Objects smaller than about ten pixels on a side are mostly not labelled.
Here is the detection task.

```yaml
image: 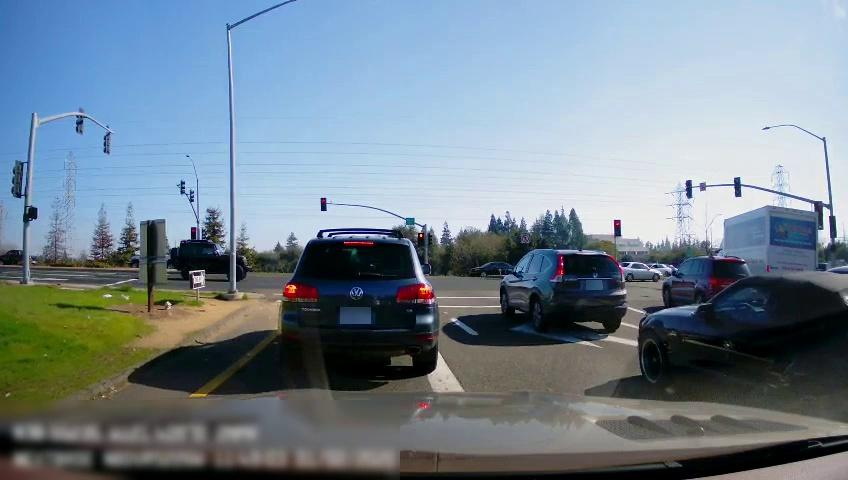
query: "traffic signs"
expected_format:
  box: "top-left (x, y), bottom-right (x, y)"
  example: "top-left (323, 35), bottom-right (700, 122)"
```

top-left (405, 216), bottom-right (416, 227)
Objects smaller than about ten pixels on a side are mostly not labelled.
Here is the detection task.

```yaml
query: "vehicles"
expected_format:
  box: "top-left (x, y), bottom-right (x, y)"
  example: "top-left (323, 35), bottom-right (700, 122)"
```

top-left (279, 237), bottom-right (440, 377)
top-left (661, 255), bottom-right (751, 308)
top-left (645, 263), bottom-right (676, 276)
top-left (126, 255), bottom-right (140, 269)
top-left (498, 248), bottom-right (629, 335)
top-left (470, 260), bottom-right (516, 278)
top-left (636, 269), bottom-right (848, 404)
top-left (619, 261), bottom-right (662, 284)
top-left (715, 204), bottom-right (820, 274)
top-left (174, 240), bottom-right (249, 284)
top-left (0, 250), bottom-right (42, 266)
top-left (826, 265), bottom-right (848, 276)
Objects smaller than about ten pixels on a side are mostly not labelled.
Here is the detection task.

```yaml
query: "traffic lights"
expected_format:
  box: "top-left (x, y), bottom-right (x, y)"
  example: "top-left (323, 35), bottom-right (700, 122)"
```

top-left (190, 226), bottom-right (197, 240)
top-left (75, 110), bottom-right (86, 135)
top-left (614, 220), bottom-right (622, 238)
top-left (188, 190), bottom-right (195, 204)
top-left (179, 180), bottom-right (187, 196)
top-left (813, 200), bottom-right (824, 230)
top-left (320, 197), bottom-right (329, 213)
top-left (733, 177), bottom-right (743, 199)
top-left (417, 232), bottom-right (425, 244)
top-left (103, 134), bottom-right (111, 155)
top-left (428, 232), bottom-right (434, 245)
top-left (685, 177), bottom-right (694, 199)
top-left (11, 160), bottom-right (23, 198)
top-left (27, 207), bottom-right (38, 220)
